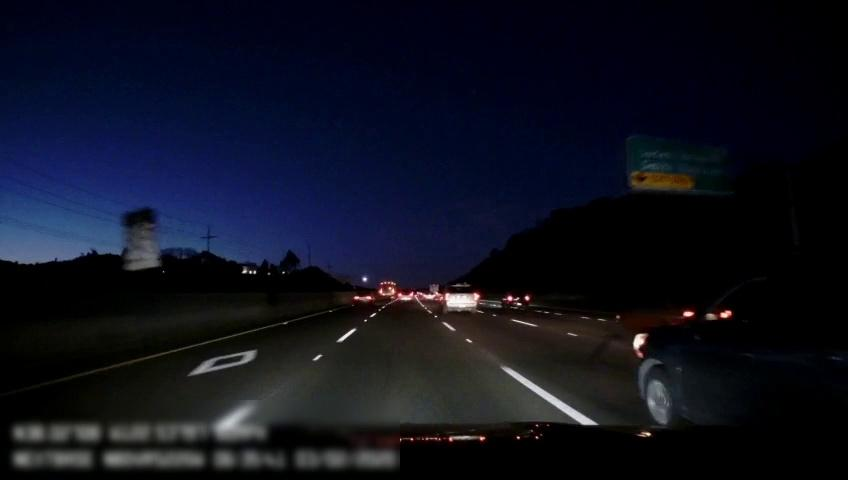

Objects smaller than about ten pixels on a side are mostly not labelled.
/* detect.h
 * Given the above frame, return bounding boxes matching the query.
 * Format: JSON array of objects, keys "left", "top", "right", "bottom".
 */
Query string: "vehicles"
[
  {"left": 423, "top": 292, "right": 434, "bottom": 301},
  {"left": 501, "top": 289, "right": 532, "bottom": 310},
  {"left": 631, "top": 270, "right": 848, "bottom": 438},
  {"left": 351, "top": 289, "right": 376, "bottom": 309},
  {"left": 377, "top": 280, "right": 401, "bottom": 303},
  {"left": 438, "top": 284, "right": 479, "bottom": 315},
  {"left": 399, "top": 288, "right": 416, "bottom": 302}
]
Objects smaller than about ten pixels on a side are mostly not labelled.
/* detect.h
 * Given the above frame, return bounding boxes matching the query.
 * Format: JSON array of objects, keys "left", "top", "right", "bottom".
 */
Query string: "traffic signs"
[
  {"left": 627, "top": 134, "right": 736, "bottom": 196},
  {"left": 125, "top": 213, "right": 161, "bottom": 269}
]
